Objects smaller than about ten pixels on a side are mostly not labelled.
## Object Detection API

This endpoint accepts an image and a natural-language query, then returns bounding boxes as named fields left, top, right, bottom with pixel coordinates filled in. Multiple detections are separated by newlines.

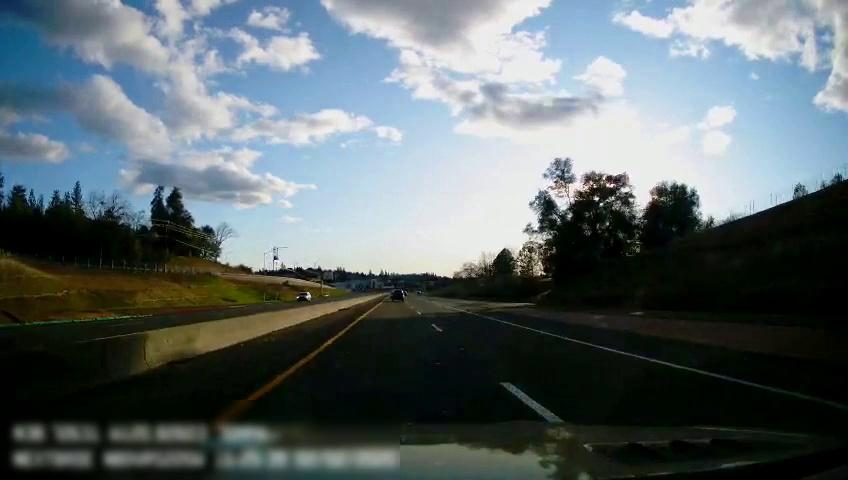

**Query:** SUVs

left=391, top=289, right=405, bottom=302
left=296, top=291, right=312, bottom=302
